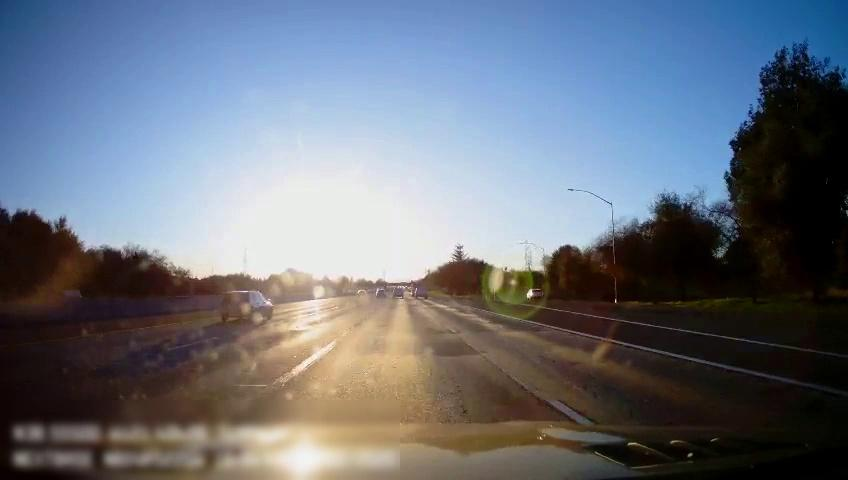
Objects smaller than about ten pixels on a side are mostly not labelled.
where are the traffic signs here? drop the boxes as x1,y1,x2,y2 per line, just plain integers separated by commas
485,277,501,288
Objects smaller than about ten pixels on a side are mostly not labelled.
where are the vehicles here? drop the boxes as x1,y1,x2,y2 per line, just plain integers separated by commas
410,282,423,296
220,290,274,324
392,287,404,298
48,289,80,303
414,287,428,299
526,289,544,301
375,288,388,299
356,289,369,299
